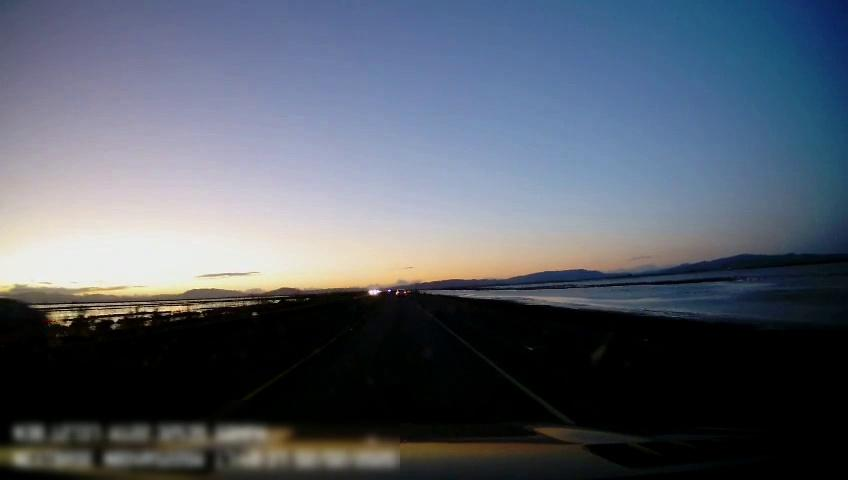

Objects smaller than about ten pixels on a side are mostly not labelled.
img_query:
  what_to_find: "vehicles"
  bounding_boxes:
[395,288,407,297]
[0,296,55,357]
